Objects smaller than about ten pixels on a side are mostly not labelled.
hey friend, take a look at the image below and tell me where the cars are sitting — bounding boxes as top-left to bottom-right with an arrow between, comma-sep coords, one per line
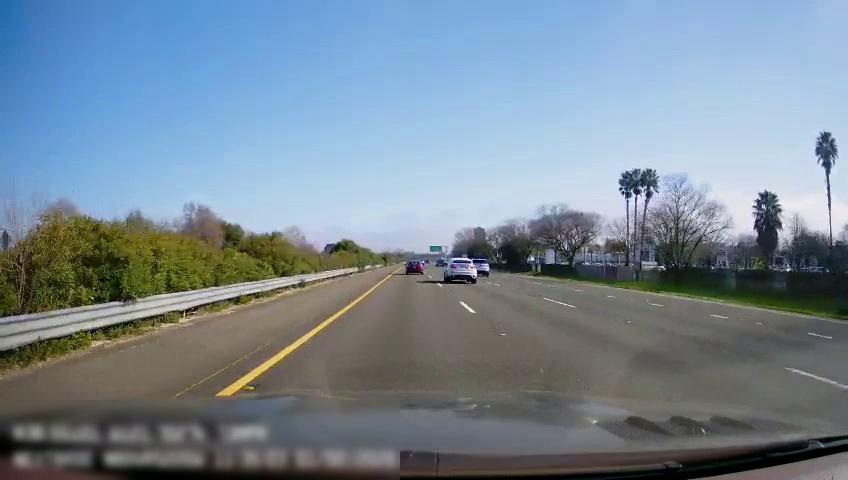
406,259 -> 424,274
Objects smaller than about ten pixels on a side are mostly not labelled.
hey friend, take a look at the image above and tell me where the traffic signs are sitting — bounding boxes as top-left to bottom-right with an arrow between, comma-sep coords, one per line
429,245 -> 441,252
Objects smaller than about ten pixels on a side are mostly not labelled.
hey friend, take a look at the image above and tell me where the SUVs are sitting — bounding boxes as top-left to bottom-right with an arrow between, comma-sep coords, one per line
444,258 -> 478,284
471,258 -> 490,277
